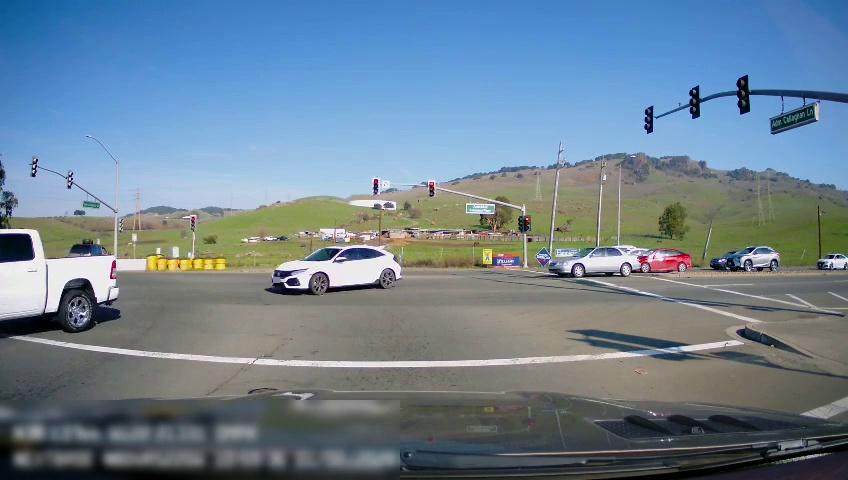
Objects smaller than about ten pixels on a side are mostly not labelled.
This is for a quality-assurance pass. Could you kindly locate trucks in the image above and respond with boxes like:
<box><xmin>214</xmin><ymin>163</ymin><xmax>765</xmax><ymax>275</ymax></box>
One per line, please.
<box><xmin>0</xmin><ymin>227</ymin><xmax>121</xmax><ymax>333</ymax></box>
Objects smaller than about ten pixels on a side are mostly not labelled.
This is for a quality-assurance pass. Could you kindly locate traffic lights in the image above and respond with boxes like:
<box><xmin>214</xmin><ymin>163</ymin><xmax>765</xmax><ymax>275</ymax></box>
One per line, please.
<box><xmin>643</xmin><ymin>104</ymin><xmax>655</xmax><ymax>135</ymax></box>
<box><xmin>523</xmin><ymin>214</ymin><xmax>532</xmax><ymax>232</ymax></box>
<box><xmin>66</xmin><ymin>169</ymin><xmax>75</xmax><ymax>190</ymax></box>
<box><xmin>189</xmin><ymin>214</ymin><xmax>198</xmax><ymax>232</ymax></box>
<box><xmin>687</xmin><ymin>84</ymin><xmax>702</xmax><ymax>120</ymax></box>
<box><xmin>516</xmin><ymin>215</ymin><xmax>525</xmax><ymax>232</ymax></box>
<box><xmin>735</xmin><ymin>74</ymin><xmax>751</xmax><ymax>115</ymax></box>
<box><xmin>371</xmin><ymin>176</ymin><xmax>382</xmax><ymax>196</ymax></box>
<box><xmin>117</xmin><ymin>215</ymin><xmax>125</xmax><ymax>233</ymax></box>
<box><xmin>30</xmin><ymin>156</ymin><xmax>40</xmax><ymax>178</ymax></box>
<box><xmin>426</xmin><ymin>178</ymin><xmax>437</xmax><ymax>197</ymax></box>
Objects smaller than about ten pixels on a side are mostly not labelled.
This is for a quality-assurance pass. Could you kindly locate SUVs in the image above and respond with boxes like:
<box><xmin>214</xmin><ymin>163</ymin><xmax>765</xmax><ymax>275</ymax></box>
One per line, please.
<box><xmin>608</xmin><ymin>245</ymin><xmax>637</xmax><ymax>255</ymax></box>
<box><xmin>726</xmin><ymin>246</ymin><xmax>780</xmax><ymax>273</ymax></box>
<box><xmin>68</xmin><ymin>239</ymin><xmax>112</xmax><ymax>260</ymax></box>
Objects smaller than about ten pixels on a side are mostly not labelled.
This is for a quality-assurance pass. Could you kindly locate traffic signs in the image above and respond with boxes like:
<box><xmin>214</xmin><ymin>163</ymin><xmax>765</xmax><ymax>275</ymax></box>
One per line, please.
<box><xmin>82</xmin><ymin>199</ymin><xmax>101</xmax><ymax>209</ymax></box>
<box><xmin>464</xmin><ymin>201</ymin><xmax>497</xmax><ymax>216</ymax></box>
<box><xmin>768</xmin><ymin>100</ymin><xmax>821</xmax><ymax>135</ymax></box>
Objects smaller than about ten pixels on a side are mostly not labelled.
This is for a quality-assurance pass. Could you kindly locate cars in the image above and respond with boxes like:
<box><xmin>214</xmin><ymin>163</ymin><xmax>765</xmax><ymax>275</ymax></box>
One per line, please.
<box><xmin>548</xmin><ymin>246</ymin><xmax>641</xmax><ymax>279</ymax></box>
<box><xmin>619</xmin><ymin>247</ymin><xmax>651</xmax><ymax>259</ymax></box>
<box><xmin>635</xmin><ymin>247</ymin><xmax>692</xmax><ymax>274</ymax></box>
<box><xmin>270</xmin><ymin>244</ymin><xmax>404</xmax><ymax>296</ymax></box>
<box><xmin>709</xmin><ymin>251</ymin><xmax>739</xmax><ymax>270</ymax></box>
<box><xmin>816</xmin><ymin>253</ymin><xmax>848</xmax><ymax>271</ymax></box>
